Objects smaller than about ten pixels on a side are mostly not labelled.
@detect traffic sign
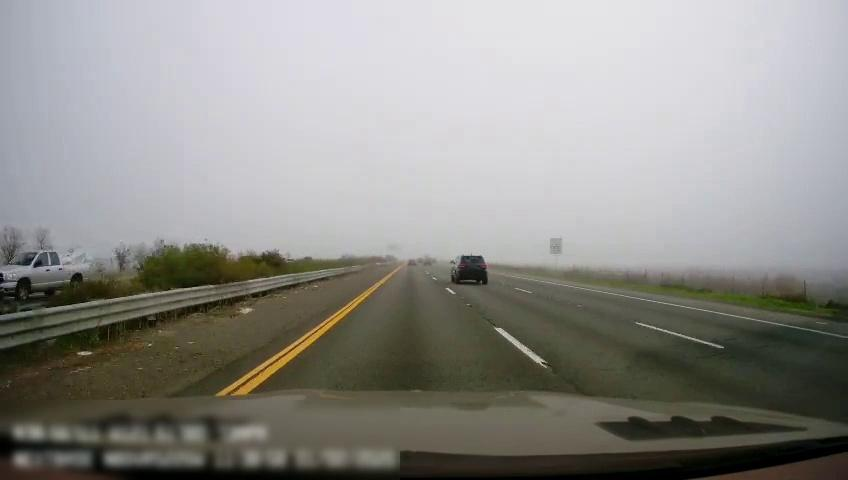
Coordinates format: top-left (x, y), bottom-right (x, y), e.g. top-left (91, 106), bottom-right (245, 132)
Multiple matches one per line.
top-left (548, 236), bottom-right (563, 255)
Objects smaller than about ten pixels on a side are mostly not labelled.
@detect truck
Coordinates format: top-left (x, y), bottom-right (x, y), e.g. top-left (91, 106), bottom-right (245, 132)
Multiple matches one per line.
top-left (0, 249), bottom-right (91, 306)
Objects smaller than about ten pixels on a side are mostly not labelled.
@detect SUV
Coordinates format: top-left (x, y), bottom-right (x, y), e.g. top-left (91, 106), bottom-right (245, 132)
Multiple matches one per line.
top-left (448, 253), bottom-right (489, 285)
